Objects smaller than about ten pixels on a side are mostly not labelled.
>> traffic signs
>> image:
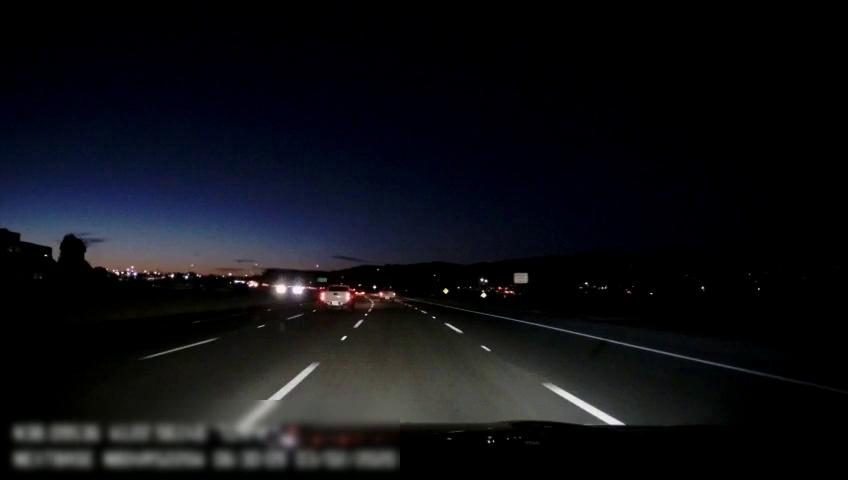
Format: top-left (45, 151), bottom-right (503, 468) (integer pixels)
top-left (513, 273), bottom-right (528, 284)
top-left (317, 277), bottom-right (328, 284)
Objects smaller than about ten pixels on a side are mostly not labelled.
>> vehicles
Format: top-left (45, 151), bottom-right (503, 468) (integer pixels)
top-left (319, 284), bottom-right (359, 317)
top-left (353, 289), bottom-right (366, 301)
top-left (378, 289), bottom-right (397, 302)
